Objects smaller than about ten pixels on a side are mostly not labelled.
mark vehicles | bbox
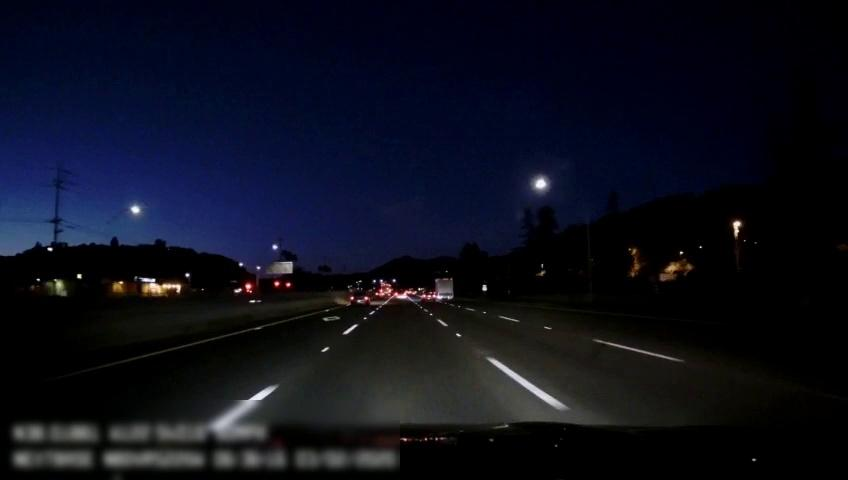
[433,278,454,302]
[374,288,387,299]
[394,288,408,300]
[349,290,370,307]
[422,290,436,302]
